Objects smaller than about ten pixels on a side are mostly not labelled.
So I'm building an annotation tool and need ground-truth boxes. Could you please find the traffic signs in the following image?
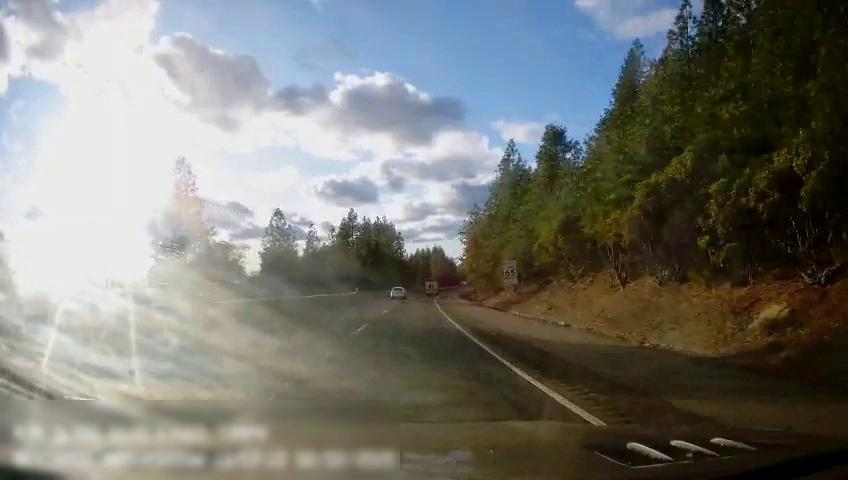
[502,259,518,278]
[505,279,518,286]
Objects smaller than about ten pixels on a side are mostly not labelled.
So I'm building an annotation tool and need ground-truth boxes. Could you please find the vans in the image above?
[424,281,439,296]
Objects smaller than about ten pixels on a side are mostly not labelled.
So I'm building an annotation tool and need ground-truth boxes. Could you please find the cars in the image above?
[390,286,406,300]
